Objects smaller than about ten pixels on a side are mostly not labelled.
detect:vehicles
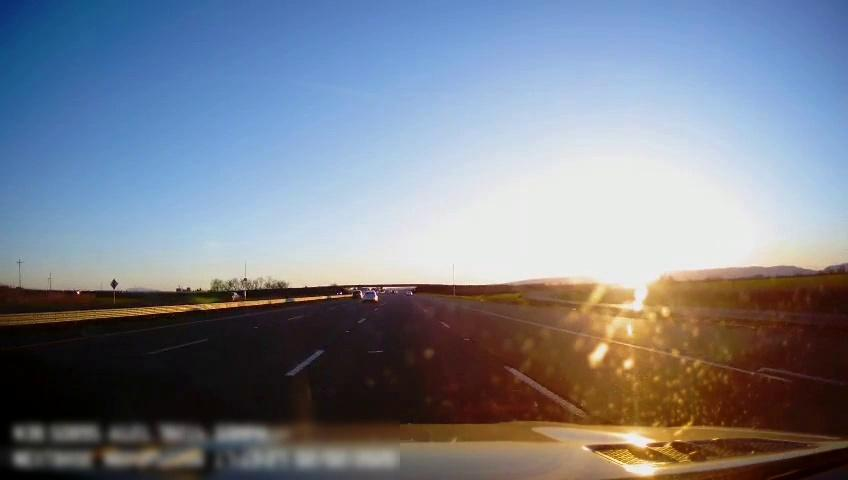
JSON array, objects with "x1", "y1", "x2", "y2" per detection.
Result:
[
  {"x1": 362, "y1": 291, "x2": 379, "y2": 304},
  {"x1": 352, "y1": 290, "x2": 364, "y2": 299},
  {"x1": 223, "y1": 292, "x2": 239, "y2": 302}
]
